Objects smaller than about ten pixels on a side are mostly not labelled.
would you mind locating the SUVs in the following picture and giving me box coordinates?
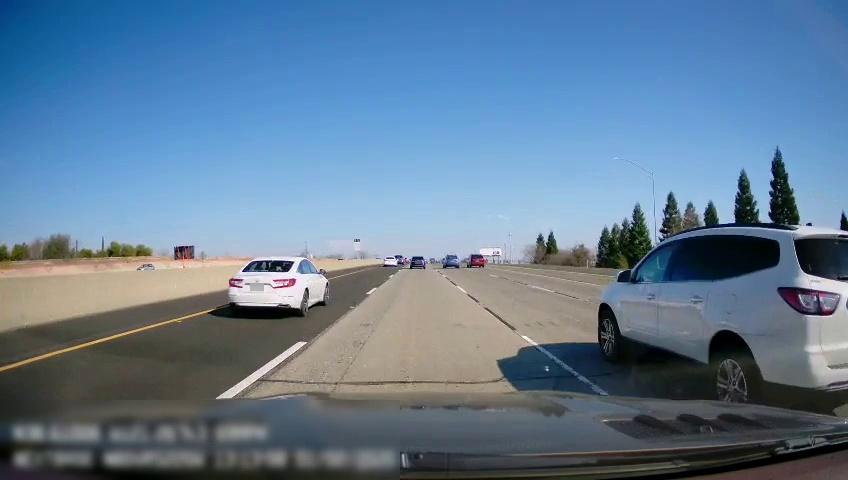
[394,255,404,265]
[442,254,459,269]
[596,220,848,416]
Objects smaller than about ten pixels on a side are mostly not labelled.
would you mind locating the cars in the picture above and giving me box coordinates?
[226,256,330,318]
[382,256,398,267]
[409,256,426,270]
[135,263,155,272]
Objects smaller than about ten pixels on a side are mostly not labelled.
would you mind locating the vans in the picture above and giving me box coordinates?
[467,253,485,269]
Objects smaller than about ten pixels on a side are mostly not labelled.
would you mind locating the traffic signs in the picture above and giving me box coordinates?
[353,238,361,250]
